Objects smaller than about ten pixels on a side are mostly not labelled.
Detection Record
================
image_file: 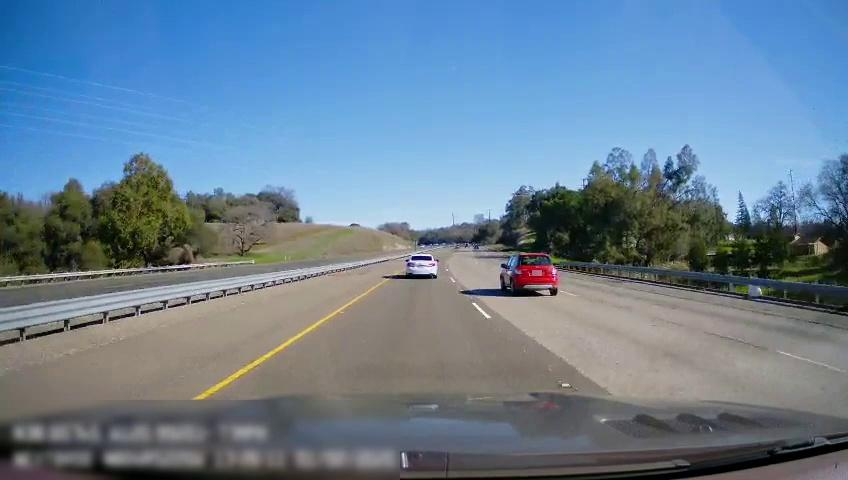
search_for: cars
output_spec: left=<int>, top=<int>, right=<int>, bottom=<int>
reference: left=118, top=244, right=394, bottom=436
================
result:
left=499, top=252, right=560, bottom=297
left=405, top=254, right=440, bottom=279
